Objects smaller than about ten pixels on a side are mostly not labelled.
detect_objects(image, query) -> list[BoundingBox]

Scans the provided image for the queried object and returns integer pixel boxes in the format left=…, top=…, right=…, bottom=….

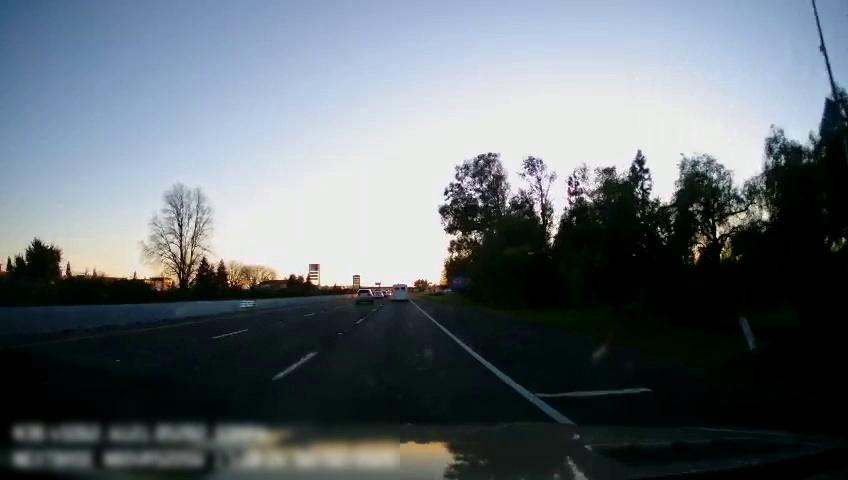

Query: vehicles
left=355, top=288, right=374, bottom=305
left=373, top=290, right=384, bottom=300
left=390, top=283, right=410, bottom=303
